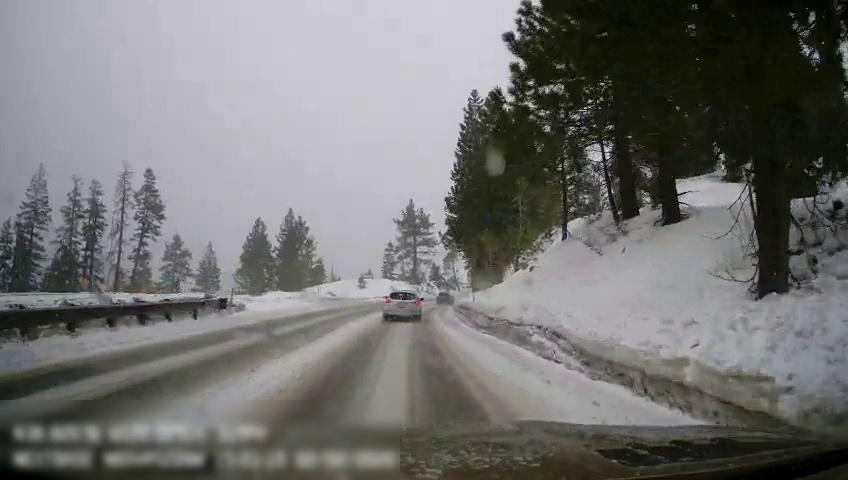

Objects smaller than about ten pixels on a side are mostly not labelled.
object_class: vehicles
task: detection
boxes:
[381,290,424,322]
[435,291,455,305]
